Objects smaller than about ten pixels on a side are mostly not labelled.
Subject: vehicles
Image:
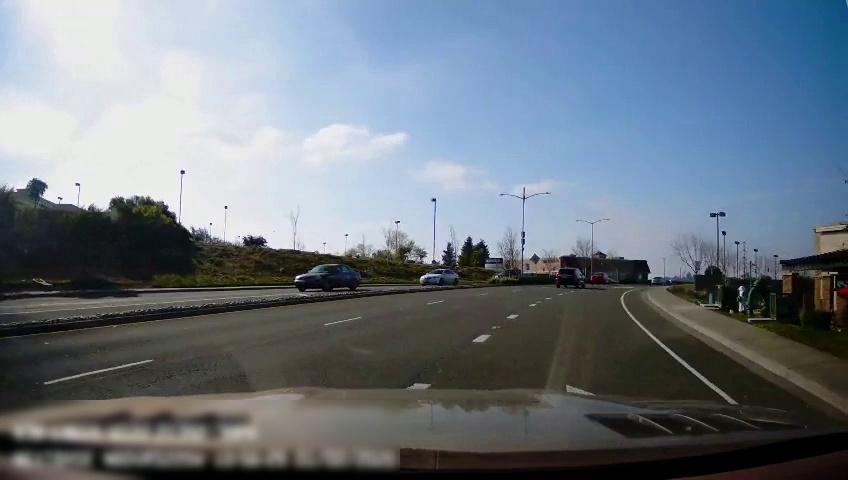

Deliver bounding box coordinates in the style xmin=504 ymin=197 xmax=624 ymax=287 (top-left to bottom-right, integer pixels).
xmin=419 ymin=268 xmax=459 ymax=286
xmin=554 ymin=267 xmax=587 ymax=289
xmin=495 ymin=268 xmax=521 ymax=280
xmin=651 ymin=277 xmax=667 ymax=287
xmin=590 ymin=272 xmax=613 ymax=286
xmin=293 ymin=262 xmax=362 ymax=293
